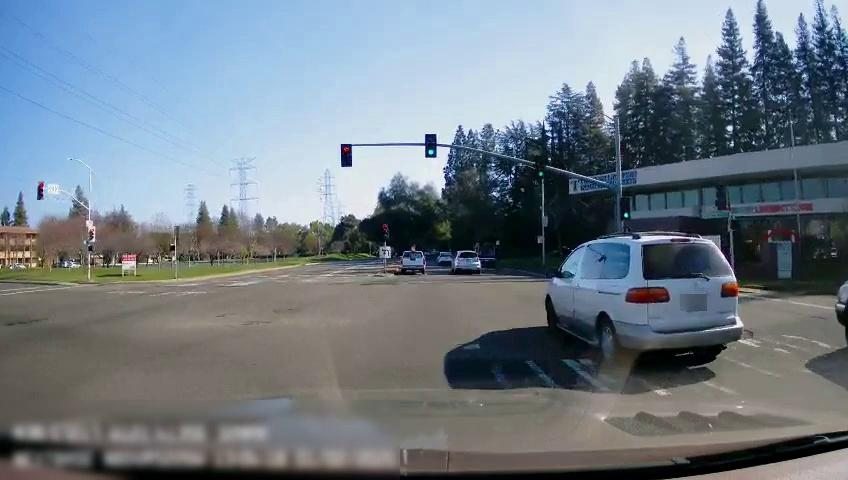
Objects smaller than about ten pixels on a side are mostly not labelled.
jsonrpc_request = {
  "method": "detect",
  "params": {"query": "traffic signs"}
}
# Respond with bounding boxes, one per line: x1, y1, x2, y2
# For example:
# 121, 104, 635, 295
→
378, 245, 392, 260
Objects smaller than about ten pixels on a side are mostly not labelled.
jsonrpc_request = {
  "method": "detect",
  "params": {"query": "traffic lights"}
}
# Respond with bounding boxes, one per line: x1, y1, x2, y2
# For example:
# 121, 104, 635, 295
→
535, 157, 546, 178
382, 223, 391, 242
619, 196, 632, 225
35, 181, 46, 201
713, 183, 730, 213
339, 142, 353, 168
423, 132, 438, 160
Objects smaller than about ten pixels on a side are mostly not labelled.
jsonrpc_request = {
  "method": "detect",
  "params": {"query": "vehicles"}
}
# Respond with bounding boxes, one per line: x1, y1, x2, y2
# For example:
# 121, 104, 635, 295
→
449, 249, 481, 274
478, 245, 497, 267
399, 250, 427, 275
436, 251, 453, 266
542, 230, 746, 363
833, 276, 848, 328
